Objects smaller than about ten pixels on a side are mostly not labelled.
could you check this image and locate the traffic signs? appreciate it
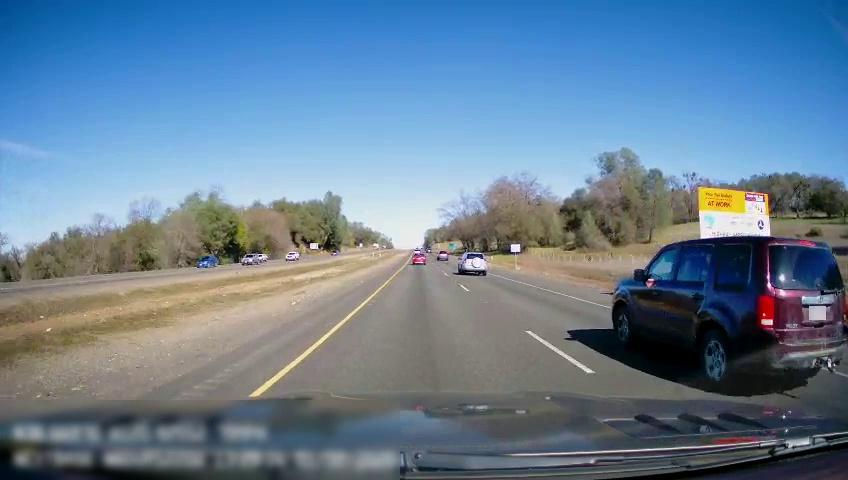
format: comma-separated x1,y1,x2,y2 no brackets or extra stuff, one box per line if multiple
699,187,771,245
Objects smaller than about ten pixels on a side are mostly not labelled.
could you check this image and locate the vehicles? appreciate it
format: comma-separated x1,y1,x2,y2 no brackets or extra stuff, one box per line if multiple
195,255,220,270
456,251,488,276
436,249,451,262
285,252,300,262
240,253,260,266
412,252,427,265
257,253,268,264
610,236,848,390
